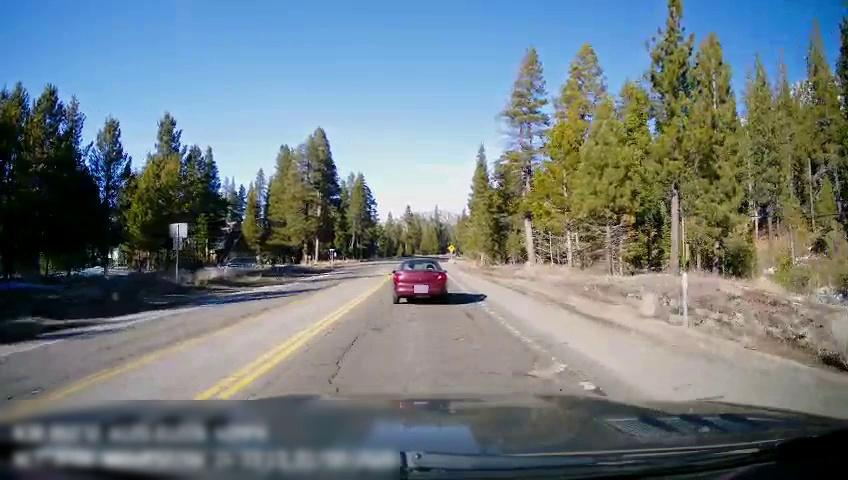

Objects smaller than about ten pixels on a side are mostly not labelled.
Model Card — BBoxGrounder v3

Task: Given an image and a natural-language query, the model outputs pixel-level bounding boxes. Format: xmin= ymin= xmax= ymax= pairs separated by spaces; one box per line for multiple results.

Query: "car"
xmin=392 ymin=260 xmax=448 ymax=305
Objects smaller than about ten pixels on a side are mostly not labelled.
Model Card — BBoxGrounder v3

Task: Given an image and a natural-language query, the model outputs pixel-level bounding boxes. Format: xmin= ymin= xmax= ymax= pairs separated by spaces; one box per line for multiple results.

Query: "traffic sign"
xmin=168 ymin=223 xmax=188 ymax=241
